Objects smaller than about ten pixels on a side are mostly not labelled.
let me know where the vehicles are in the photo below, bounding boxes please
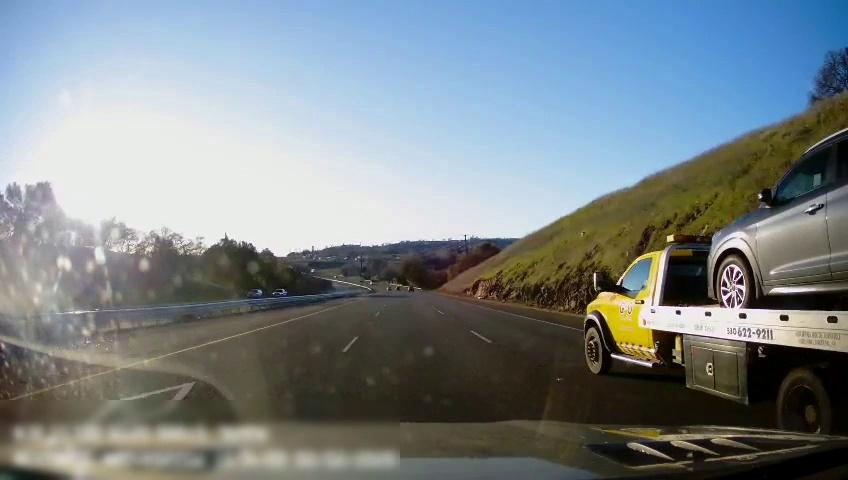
[583,127,848,435]
[272,288,288,298]
[247,289,263,299]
